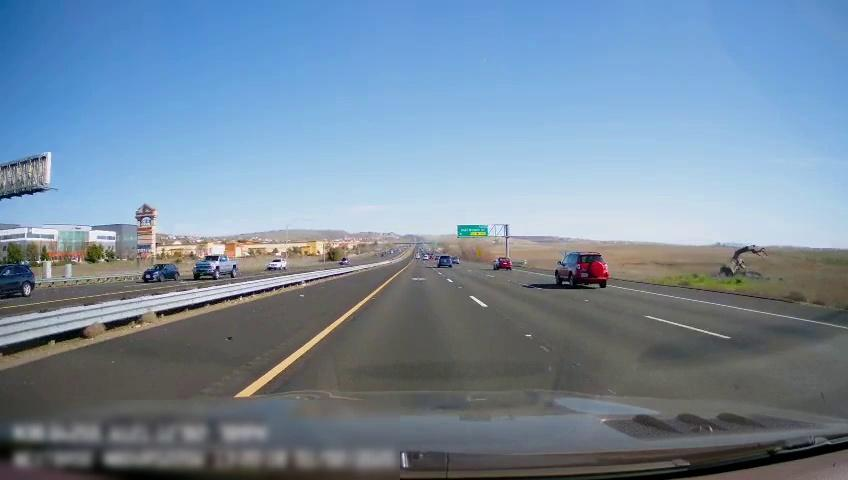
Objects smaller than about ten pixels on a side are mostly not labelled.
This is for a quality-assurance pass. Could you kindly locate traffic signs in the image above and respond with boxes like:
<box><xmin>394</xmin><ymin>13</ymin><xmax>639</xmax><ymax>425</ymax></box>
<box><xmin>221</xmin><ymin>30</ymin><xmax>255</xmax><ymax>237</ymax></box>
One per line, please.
<box><xmin>456</xmin><ymin>225</ymin><xmax>489</xmax><ymax>238</ymax></box>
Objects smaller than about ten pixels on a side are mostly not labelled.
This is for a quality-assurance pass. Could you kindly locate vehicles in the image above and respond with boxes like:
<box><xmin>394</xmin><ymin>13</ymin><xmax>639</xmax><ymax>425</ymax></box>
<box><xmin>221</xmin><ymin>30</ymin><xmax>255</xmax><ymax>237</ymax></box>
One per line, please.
<box><xmin>493</xmin><ymin>255</ymin><xmax>512</xmax><ymax>270</ymax></box>
<box><xmin>0</xmin><ymin>264</ymin><xmax>35</xmax><ymax>298</ymax></box>
<box><xmin>142</xmin><ymin>263</ymin><xmax>180</xmax><ymax>283</ymax></box>
<box><xmin>437</xmin><ymin>256</ymin><xmax>452</xmax><ymax>268</ymax></box>
<box><xmin>192</xmin><ymin>255</ymin><xmax>241</xmax><ymax>281</ymax></box>
<box><xmin>554</xmin><ymin>250</ymin><xmax>610</xmax><ymax>289</ymax></box>
<box><xmin>340</xmin><ymin>258</ymin><xmax>351</xmax><ymax>266</ymax></box>
<box><xmin>267</xmin><ymin>258</ymin><xmax>288</xmax><ymax>271</ymax></box>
